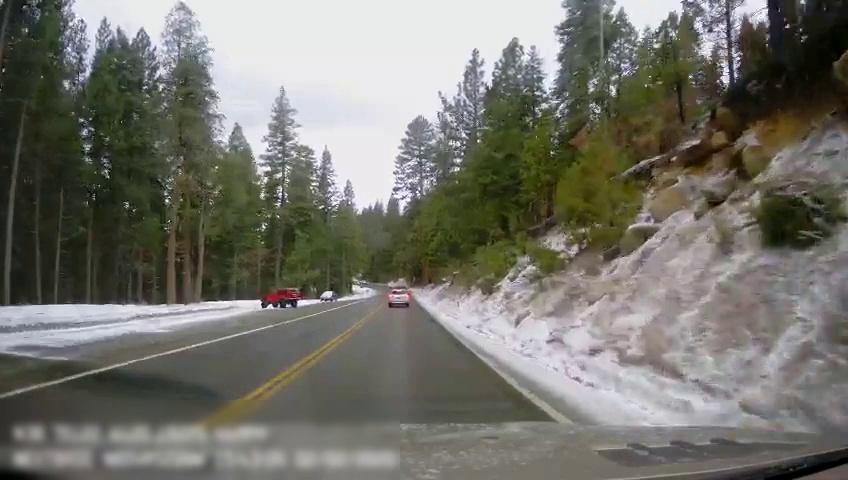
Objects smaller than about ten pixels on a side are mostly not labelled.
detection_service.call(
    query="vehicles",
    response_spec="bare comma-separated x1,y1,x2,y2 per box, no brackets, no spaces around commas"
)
261,288,300,308
320,291,335,302
388,287,410,308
